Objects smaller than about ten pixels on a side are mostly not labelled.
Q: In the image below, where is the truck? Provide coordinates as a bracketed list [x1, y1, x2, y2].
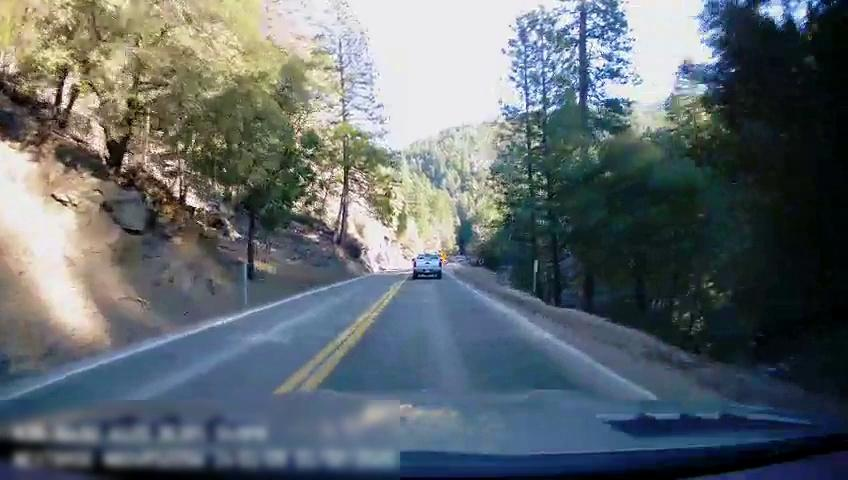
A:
[411, 252, 442, 278]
